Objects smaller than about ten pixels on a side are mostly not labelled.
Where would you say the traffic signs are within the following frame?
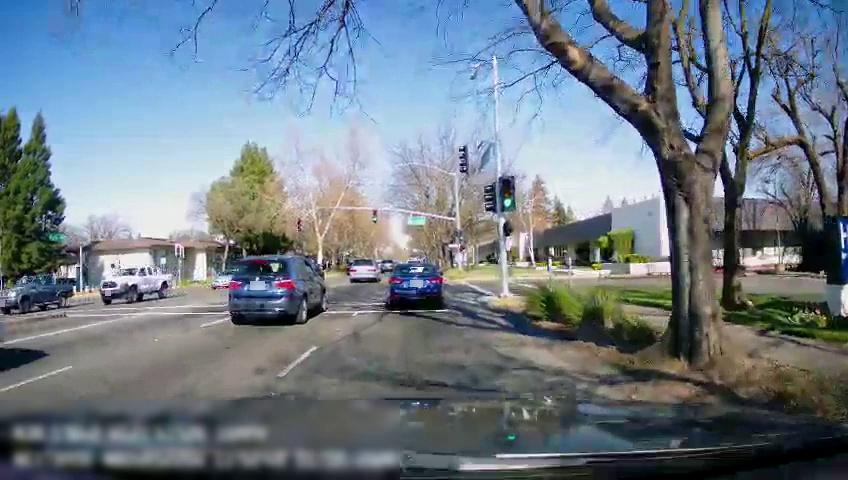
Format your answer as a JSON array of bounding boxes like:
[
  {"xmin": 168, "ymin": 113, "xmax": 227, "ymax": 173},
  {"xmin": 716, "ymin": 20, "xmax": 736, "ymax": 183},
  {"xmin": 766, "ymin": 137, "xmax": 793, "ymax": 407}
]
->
[
  {"xmin": 49, "ymin": 232, "xmax": 65, "ymax": 240},
  {"xmin": 479, "ymin": 149, "xmax": 490, "ymax": 169},
  {"xmin": 407, "ymin": 215, "xmax": 426, "ymax": 225},
  {"xmin": 448, "ymin": 243, "xmax": 462, "ymax": 248}
]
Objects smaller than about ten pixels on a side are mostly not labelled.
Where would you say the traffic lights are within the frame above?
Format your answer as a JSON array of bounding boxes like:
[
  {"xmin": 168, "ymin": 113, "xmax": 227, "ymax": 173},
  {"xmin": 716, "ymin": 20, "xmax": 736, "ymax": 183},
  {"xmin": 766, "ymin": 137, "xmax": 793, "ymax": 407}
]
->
[
  {"xmin": 498, "ymin": 175, "xmax": 516, "ymax": 210},
  {"xmin": 296, "ymin": 216, "xmax": 304, "ymax": 232},
  {"xmin": 497, "ymin": 222, "xmax": 512, "ymax": 237},
  {"xmin": 480, "ymin": 183, "xmax": 497, "ymax": 216},
  {"xmin": 40, "ymin": 213, "xmax": 66, "ymax": 226},
  {"xmin": 455, "ymin": 143, "xmax": 470, "ymax": 176},
  {"xmin": 369, "ymin": 209, "xmax": 377, "ymax": 225}
]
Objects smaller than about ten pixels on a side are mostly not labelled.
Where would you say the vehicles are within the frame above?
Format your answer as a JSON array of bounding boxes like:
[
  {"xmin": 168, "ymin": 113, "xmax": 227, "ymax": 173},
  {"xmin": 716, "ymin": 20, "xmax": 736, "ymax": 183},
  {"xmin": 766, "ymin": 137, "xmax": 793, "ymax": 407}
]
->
[
  {"xmin": 380, "ymin": 262, "xmax": 393, "ymax": 274},
  {"xmin": 348, "ymin": 258, "xmax": 381, "ymax": 284},
  {"xmin": 99, "ymin": 264, "xmax": 174, "ymax": 305},
  {"xmin": 302, "ymin": 255, "xmax": 325, "ymax": 281},
  {"xmin": 387, "ymin": 263, "xmax": 450, "ymax": 309},
  {"xmin": 0, "ymin": 273, "xmax": 74, "ymax": 314},
  {"xmin": 226, "ymin": 255, "xmax": 329, "ymax": 325}
]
